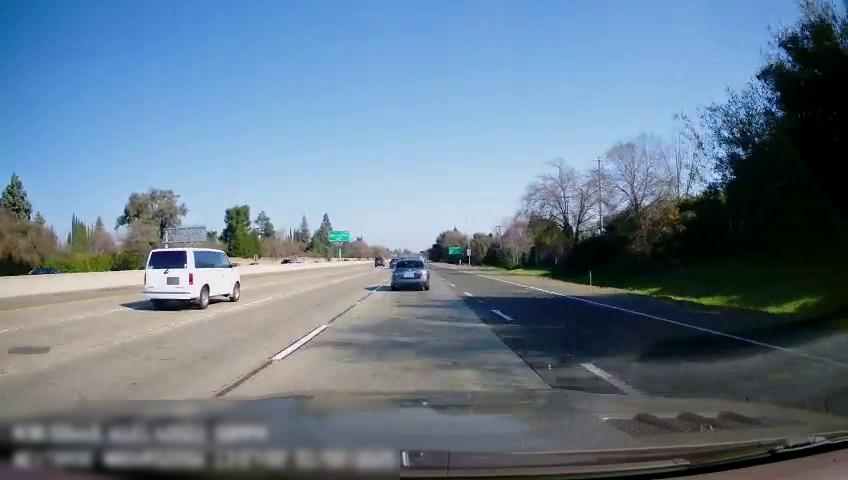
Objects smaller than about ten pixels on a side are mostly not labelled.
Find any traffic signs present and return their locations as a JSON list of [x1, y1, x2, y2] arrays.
[[448, 246, 464, 256], [327, 230, 351, 243]]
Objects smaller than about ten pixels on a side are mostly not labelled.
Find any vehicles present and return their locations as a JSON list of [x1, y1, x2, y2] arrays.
[[374, 256, 386, 268], [143, 247, 242, 312], [389, 256, 430, 290], [12, 266, 59, 276]]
